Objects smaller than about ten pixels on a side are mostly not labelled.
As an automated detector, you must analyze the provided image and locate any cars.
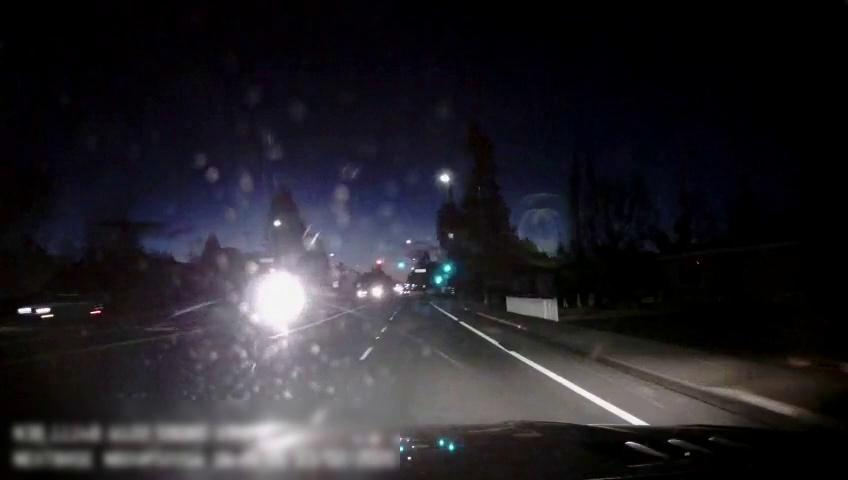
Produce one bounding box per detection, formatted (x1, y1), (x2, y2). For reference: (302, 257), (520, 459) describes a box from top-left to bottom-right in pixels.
(14, 291), (103, 320)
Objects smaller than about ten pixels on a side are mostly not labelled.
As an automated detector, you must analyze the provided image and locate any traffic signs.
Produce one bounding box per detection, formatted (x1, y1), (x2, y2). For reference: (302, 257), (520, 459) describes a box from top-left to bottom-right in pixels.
(414, 268), (427, 273)
(260, 257), (275, 263)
